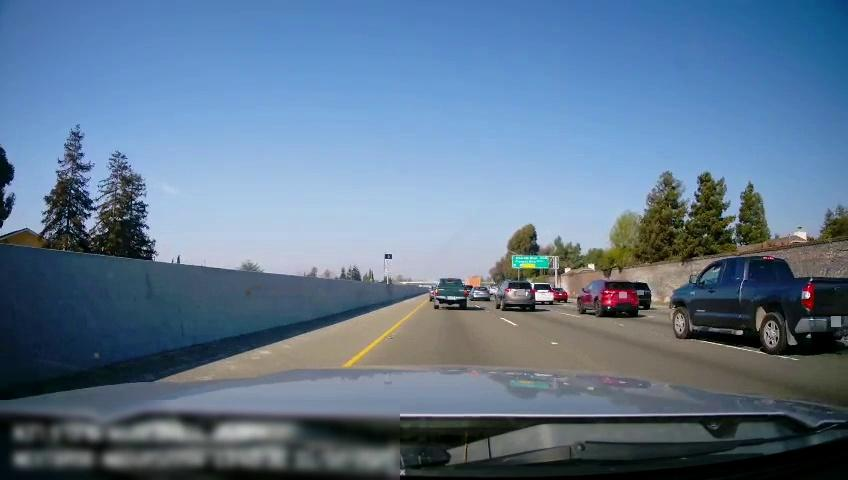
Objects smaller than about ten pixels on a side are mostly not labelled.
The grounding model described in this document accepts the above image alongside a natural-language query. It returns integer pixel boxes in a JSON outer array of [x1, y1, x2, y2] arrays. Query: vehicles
[[495, 280, 536, 312], [629, 282, 653, 311], [464, 284, 475, 292], [552, 287, 569, 303], [668, 255, 848, 356], [468, 285, 491, 302], [432, 276, 469, 311], [576, 280, 640, 318], [530, 283, 553, 306]]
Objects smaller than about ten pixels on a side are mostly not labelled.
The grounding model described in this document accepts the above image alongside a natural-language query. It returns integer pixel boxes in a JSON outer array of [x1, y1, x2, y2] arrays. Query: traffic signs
[[384, 252, 392, 273], [511, 255, 549, 270]]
